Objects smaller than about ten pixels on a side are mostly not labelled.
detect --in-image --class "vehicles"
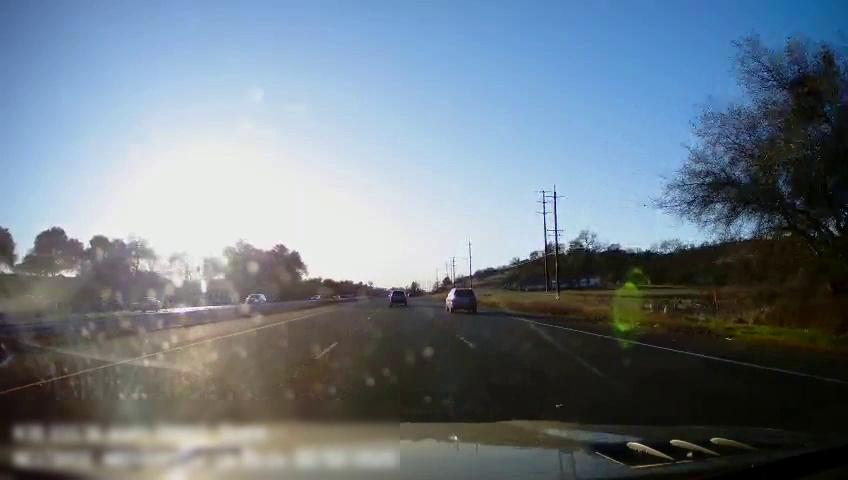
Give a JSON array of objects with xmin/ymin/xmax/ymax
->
[
  {"xmin": 309, "ymin": 294, "xmax": 321, "ymax": 301},
  {"xmin": 388, "ymin": 290, "xmax": 407, "ymax": 308},
  {"xmin": 129, "ymin": 296, "xmax": 162, "ymax": 312},
  {"xmin": 445, "ymin": 288, "xmax": 477, "ymax": 315},
  {"xmin": 245, "ymin": 293, "xmax": 267, "ymax": 304}
]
